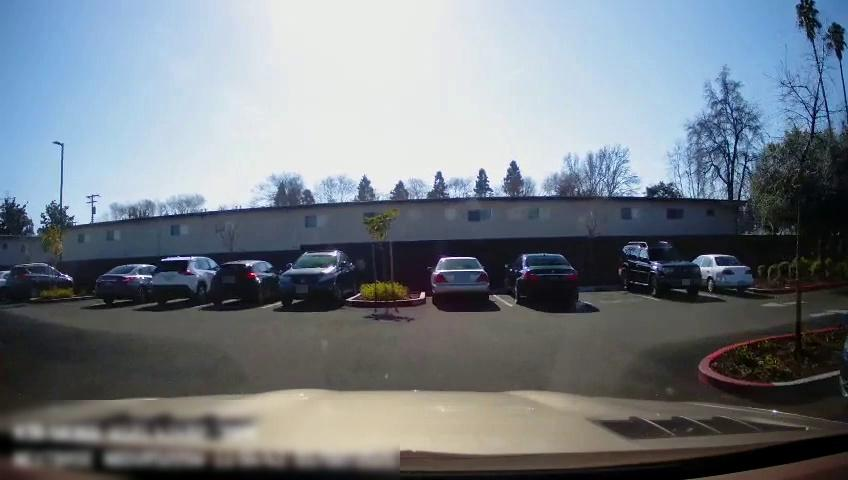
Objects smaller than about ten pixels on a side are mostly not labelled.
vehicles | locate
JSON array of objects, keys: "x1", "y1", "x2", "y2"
[
  {"x1": 0, "y1": 270, "x2": 11, "y2": 297},
  {"x1": 426, "y1": 256, "x2": 490, "y2": 308},
  {"x1": 278, "y1": 249, "x2": 361, "y2": 308},
  {"x1": 692, "y1": 254, "x2": 753, "y2": 293},
  {"x1": 211, "y1": 260, "x2": 283, "y2": 308},
  {"x1": 838, "y1": 335, "x2": 848, "y2": 400},
  {"x1": 153, "y1": 256, "x2": 220, "y2": 305},
  {"x1": 508, "y1": 253, "x2": 579, "y2": 307},
  {"x1": 6, "y1": 263, "x2": 77, "y2": 302},
  {"x1": 617, "y1": 239, "x2": 701, "y2": 299},
  {"x1": 96, "y1": 263, "x2": 158, "y2": 304}
]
